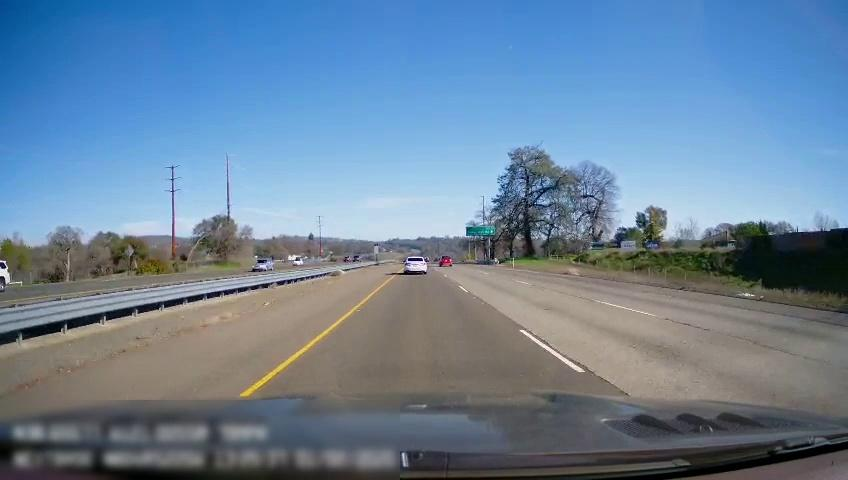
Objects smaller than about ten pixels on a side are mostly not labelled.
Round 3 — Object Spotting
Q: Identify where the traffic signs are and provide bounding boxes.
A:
[373,244,381,256]
[465,225,496,237]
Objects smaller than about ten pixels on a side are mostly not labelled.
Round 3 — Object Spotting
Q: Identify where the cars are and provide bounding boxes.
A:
[402,256,427,275]
[292,258,304,267]
[438,256,453,267]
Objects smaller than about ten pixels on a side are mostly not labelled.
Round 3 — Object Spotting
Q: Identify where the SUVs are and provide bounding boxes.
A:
[251,258,273,272]
[0,260,10,292]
